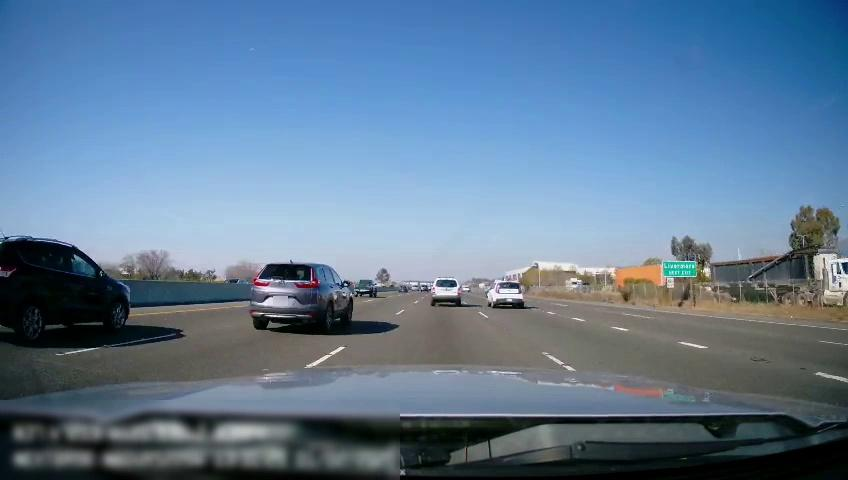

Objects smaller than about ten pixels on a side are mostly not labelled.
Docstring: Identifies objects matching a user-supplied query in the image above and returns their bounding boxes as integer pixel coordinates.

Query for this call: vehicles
[573,283,592,294]
[0,234,132,340]
[487,280,525,309]
[564,277,583,290]
[398,285,409,293]
[484,286,494,299]
[248,258,354,333]
[430,277,462,306]
[353,279,378,298]
[224,278,246,285]
[709,243,848,309]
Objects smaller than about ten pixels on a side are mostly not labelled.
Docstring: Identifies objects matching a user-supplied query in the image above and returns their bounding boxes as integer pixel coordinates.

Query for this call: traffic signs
[661,260,698,279]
